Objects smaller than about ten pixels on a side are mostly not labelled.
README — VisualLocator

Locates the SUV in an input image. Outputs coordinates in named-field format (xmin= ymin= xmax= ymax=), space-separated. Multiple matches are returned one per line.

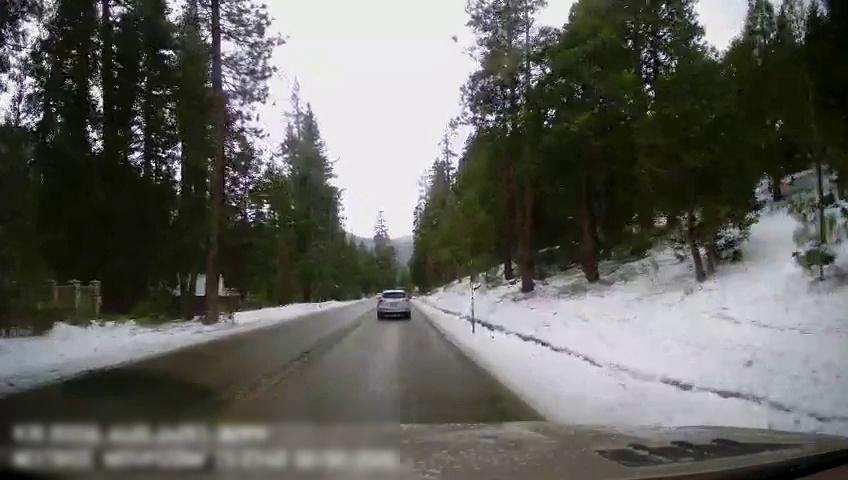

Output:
xmin=376 ymin=289 xmax=411 ymax=320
